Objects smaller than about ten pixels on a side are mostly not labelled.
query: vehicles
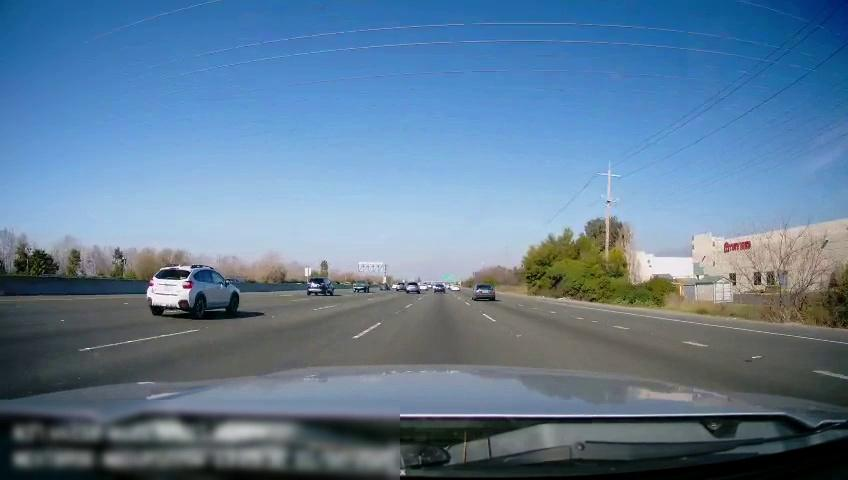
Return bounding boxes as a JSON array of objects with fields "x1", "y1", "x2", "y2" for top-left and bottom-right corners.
[
  {"x1": 145, "y1": 263, "x2": 240, "y2": 320},
  {"x1": 307, "y1": 277, "x2": 334, "y2": 296},
  {"x1": 396, "y1": 282, "x2": 407, "y2": 292},
  {"x1": 353, "y1": 280, "x2": 370, "y2": 293},
  {"x1": 433, "y1": 284, "x2": 446, "y2": 294},
  {"x1": 417, "y1": 283, "x2": 429, "y2": 292},
  {"x1": 379, "y1": 283, "x2": 390, "y2": 291},
  {"x1": 471, "y1": 283, "x2": 496, "y2": 302},
  {"x1": 405, "y1": 282, "x2": 420, "y2": 294}
]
